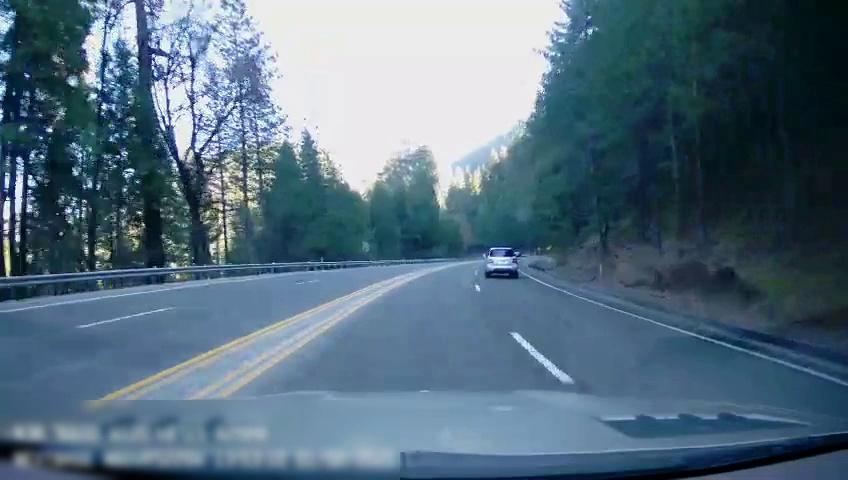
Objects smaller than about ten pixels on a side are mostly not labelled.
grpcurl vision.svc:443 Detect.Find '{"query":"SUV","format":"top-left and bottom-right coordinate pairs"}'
top-left (482, 246), bottom-right (521, 279)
